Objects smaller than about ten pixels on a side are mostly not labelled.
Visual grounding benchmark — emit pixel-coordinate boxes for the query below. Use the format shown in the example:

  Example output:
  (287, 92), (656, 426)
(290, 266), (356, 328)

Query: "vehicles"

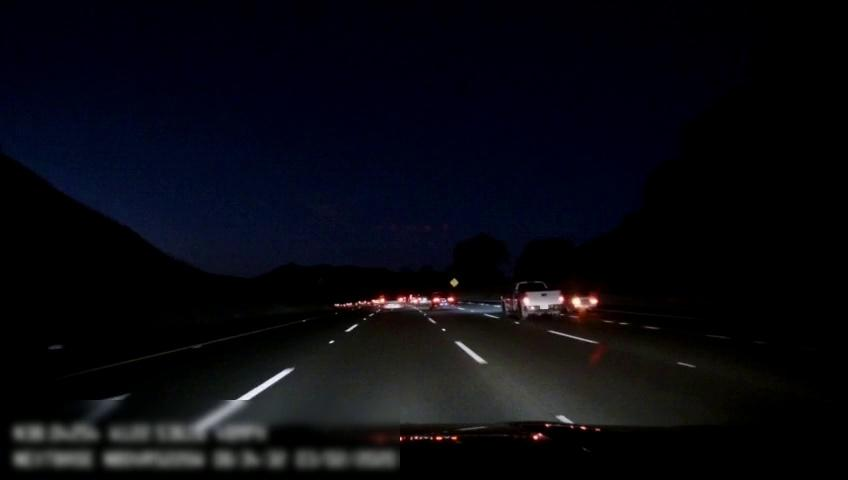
(379, 291), (405, 311)
(561, 287), (599, 314)
(429, 291), (455, 311)
(500, 280), (563, 322)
